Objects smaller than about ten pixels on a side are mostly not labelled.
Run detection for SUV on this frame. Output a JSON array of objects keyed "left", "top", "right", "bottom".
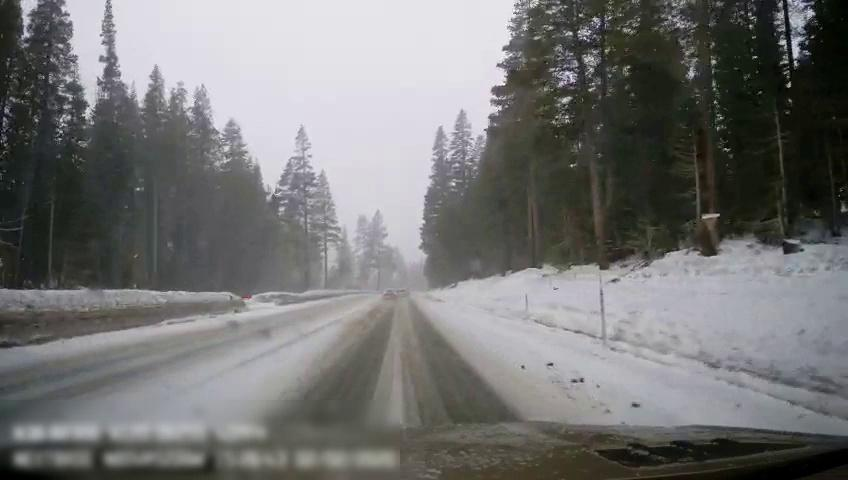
[{"left": 382, "top": 288, "right": 397, "bottom": 299}]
